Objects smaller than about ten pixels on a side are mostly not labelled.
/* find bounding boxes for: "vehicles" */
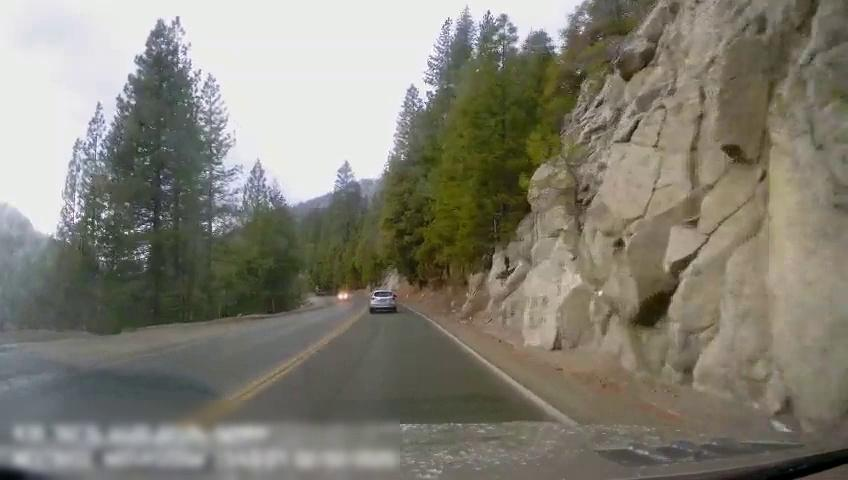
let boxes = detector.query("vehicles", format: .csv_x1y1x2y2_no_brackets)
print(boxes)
368,289,398,313
338,292,348,300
